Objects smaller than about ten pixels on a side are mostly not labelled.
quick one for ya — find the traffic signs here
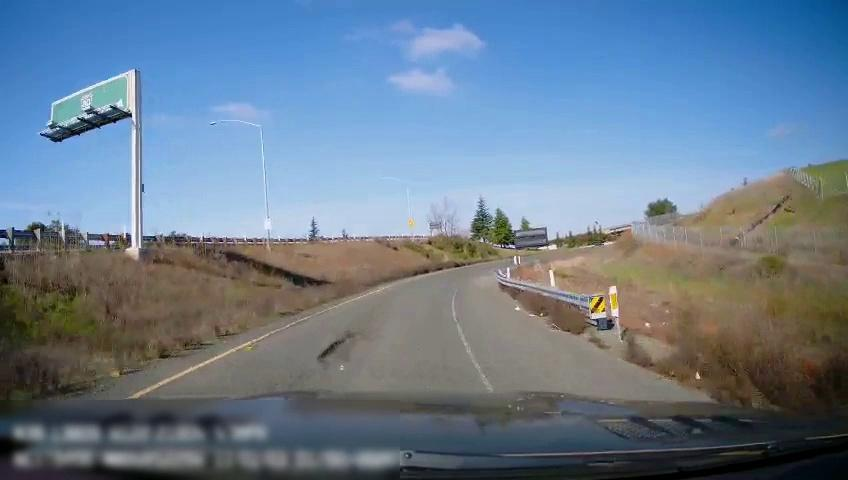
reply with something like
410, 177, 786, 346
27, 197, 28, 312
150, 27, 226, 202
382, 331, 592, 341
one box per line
407, 218, 416, 230
263, 218, 272, 230
49, 70, 133, 137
